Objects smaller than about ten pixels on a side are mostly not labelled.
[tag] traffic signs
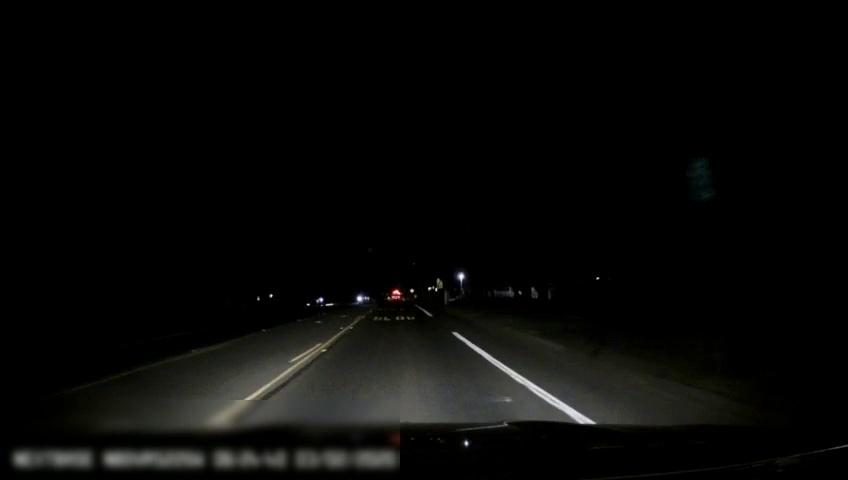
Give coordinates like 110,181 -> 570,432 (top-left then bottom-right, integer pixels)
688,161 -> 717,202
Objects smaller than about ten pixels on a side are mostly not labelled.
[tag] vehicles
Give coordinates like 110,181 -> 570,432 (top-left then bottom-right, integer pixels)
487,285 -> 523,299
302,294 -> 327,312
356,291 -> 370,303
